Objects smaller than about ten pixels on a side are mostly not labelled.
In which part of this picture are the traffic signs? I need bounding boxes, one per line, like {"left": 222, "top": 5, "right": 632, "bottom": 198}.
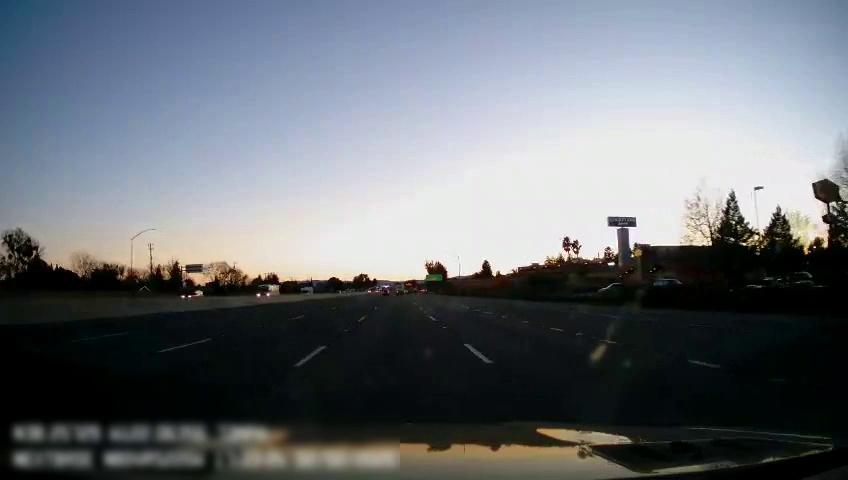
{"left": 426, "top": 274, "right": 443, "bottom": 282}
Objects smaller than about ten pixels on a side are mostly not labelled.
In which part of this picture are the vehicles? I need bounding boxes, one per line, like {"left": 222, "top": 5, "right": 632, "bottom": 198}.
{"left": 180, "top": 290, "right": 204, "bottom": 299}
{"left": 256, "top": 285, "right": 280, "bottom": 298}
{"left": 753, "top": 278, "right": 780, "bottom": 291}
{"left": 300, "top": 288, "right": 313, "bottom": 295}
{"left": 395, "top": 285, "right": 404, "bottom": 295}
{"left": 782, "top": 272, "right": 815, "bottom": 291}
{"left": 599, "top": 283, "right": 627, "bottom": 294}
{"left": 652, "top": 279, "right": 690, "bottom": 292}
